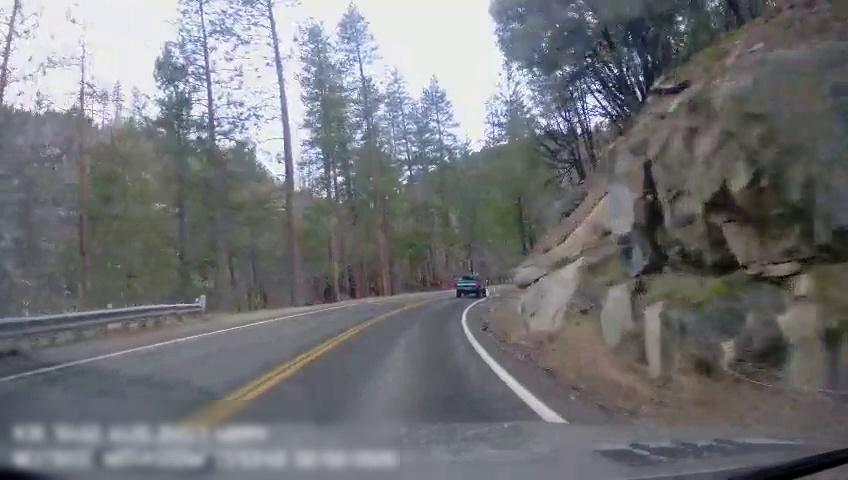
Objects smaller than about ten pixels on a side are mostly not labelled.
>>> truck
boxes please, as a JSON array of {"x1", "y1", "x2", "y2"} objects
[{"x1": 455, "y1": 274, "x2": 487, "y2": 298}]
